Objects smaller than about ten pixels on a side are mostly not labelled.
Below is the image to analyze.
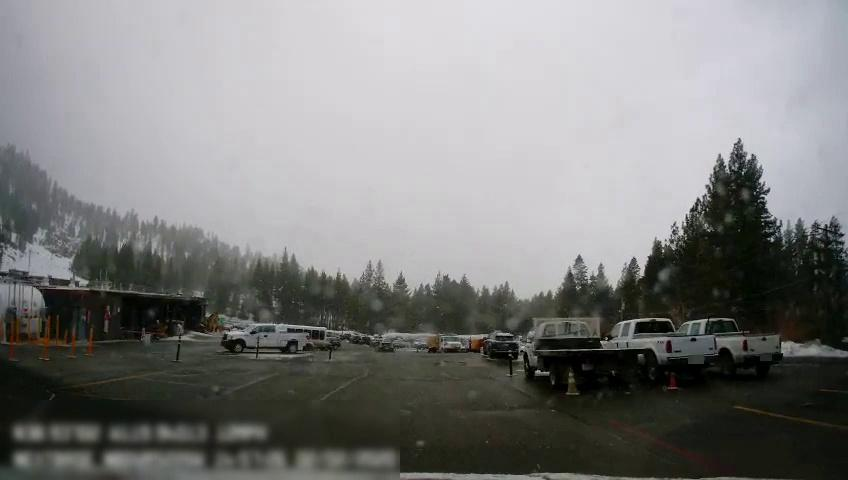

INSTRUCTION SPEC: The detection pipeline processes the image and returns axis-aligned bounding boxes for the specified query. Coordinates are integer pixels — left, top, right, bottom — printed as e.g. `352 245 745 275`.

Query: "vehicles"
482 331 519 359
280 323 328 352
220 323 307 354
601 317 719 386
426 335 461 352
678 317 784 379
522 316 652 389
